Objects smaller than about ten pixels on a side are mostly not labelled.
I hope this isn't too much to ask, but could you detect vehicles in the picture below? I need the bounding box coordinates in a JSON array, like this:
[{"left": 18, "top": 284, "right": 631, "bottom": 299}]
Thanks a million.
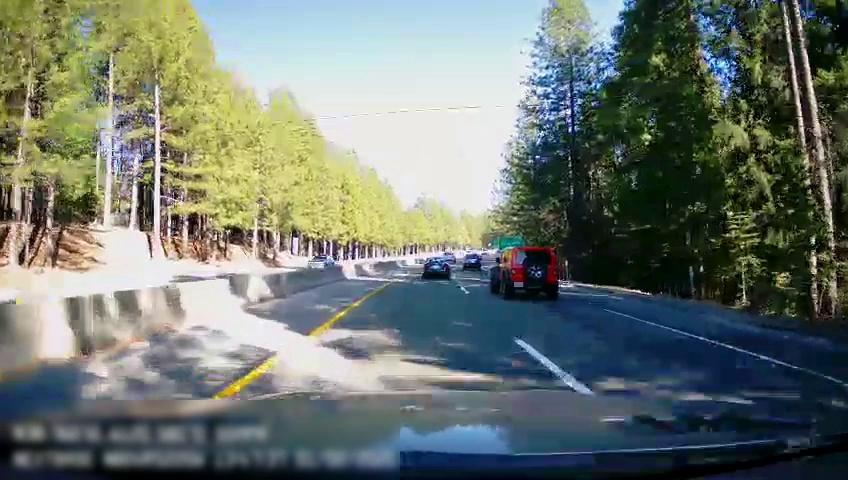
[
  {"left": 422, "top": 257, "right": 451, "bottom": 281},
  {"left": 488, "top": 247, "right": 562, "bottom": 297},
  {"left": 307, "top": 255, "right": 335, "bottom": 270},
  {"left": 443, "top": 253, "right": 457, "bottom": 263},
  {"left": 462, "top": 253, "right": 483, "bottom": 272}
]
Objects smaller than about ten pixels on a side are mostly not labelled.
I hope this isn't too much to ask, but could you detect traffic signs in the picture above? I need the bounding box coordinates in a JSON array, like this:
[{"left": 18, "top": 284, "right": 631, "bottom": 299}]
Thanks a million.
[{"left": 496, "top": 235, "right": 528, "bottom": 250}]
